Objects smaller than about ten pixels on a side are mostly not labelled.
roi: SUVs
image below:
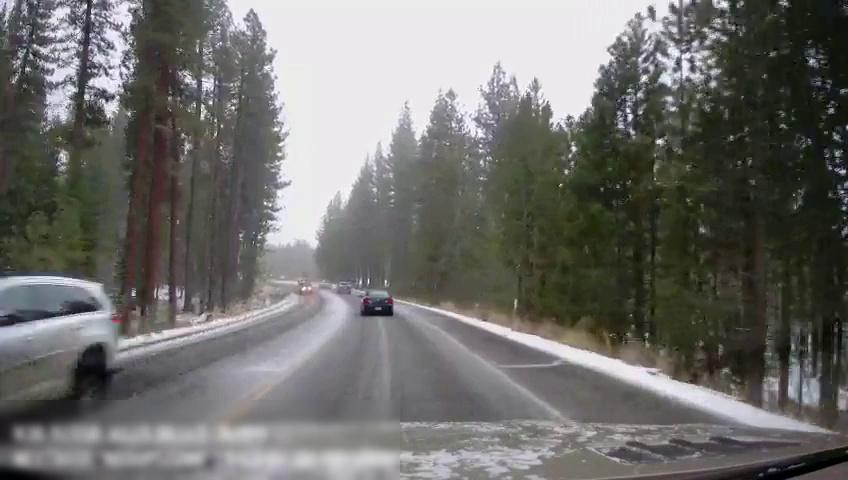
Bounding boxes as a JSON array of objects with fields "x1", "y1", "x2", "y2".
[{"x1": 0, "y1": 274, "x2": 122, "y2": 421}]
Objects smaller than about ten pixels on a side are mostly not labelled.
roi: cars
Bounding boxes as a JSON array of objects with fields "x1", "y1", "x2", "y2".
[
  {"x1": 360, "y1": 289, "x2": 394, "y2": 317},
  {"x1": 336, "y1": 281, "x2": 352, "y2": 295}
]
